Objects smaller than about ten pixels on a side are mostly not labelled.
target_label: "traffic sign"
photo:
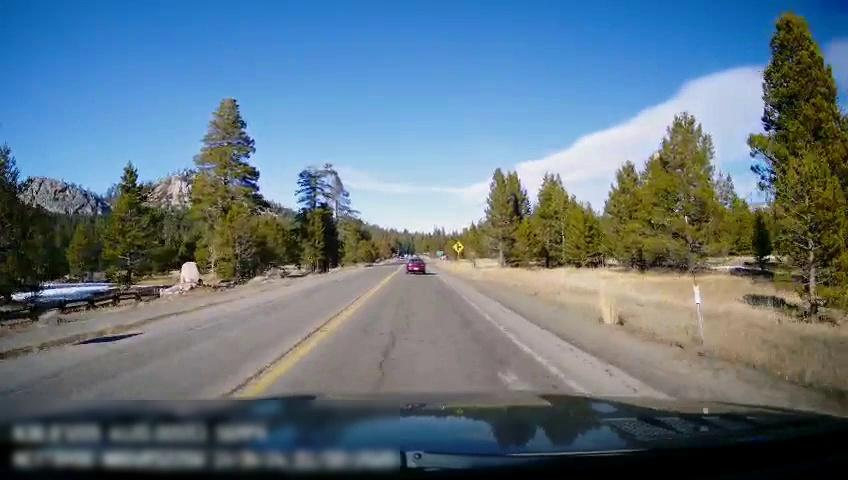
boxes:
[451,239,466,255]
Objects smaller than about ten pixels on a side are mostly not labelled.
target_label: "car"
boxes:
[405,257,426,275]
